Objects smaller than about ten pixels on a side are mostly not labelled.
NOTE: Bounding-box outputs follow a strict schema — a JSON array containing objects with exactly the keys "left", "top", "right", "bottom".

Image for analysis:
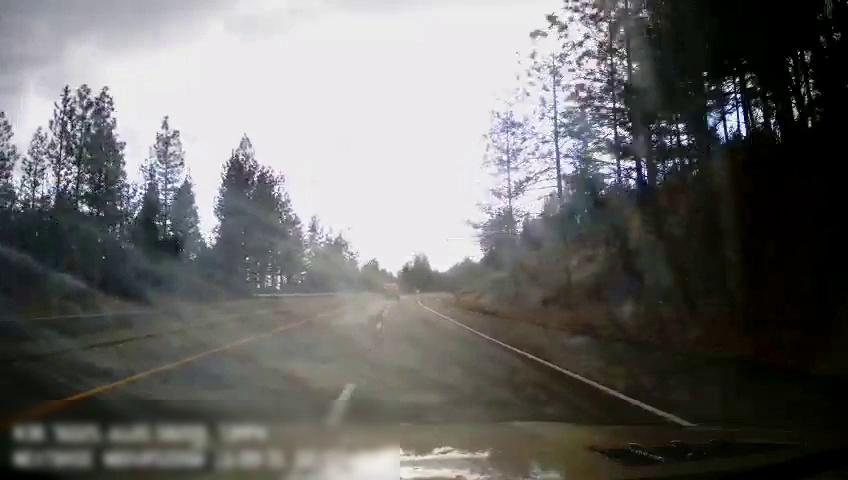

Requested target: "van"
[{"left": 383, "top": 282, "right": 401, "bottom": 299}]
